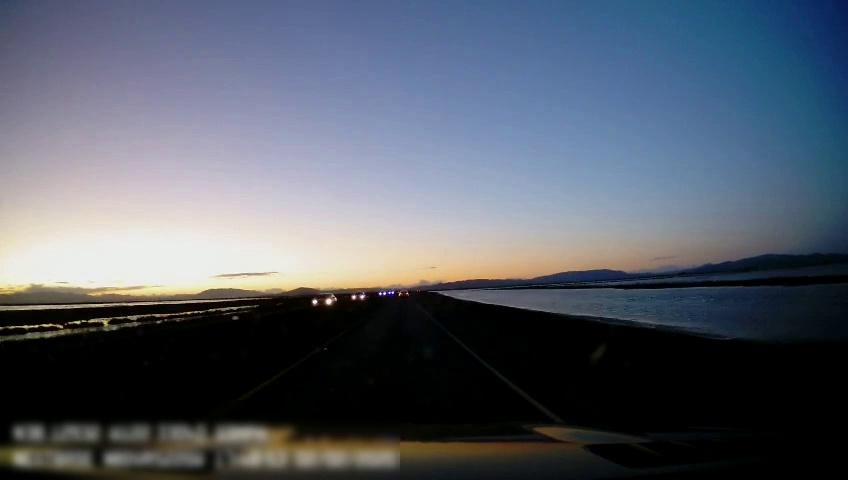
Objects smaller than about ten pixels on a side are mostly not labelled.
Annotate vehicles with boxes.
[350,291,367,302]
[398,289,410,298]
[311,292,338,307]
